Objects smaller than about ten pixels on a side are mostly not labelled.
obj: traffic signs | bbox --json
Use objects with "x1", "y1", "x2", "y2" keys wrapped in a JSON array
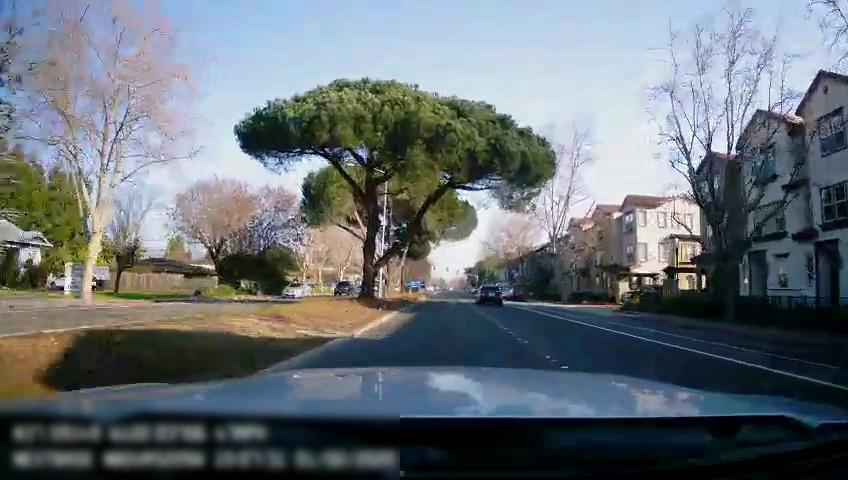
[{"x1": 406, "y1": 279, "x2": 424, "y2": 290}]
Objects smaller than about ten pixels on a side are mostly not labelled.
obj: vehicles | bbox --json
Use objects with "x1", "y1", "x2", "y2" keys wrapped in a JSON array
[
  {"x1": 476, "y1": 284, "x2": 503, "y2": 305},
  {"x1": 501, "y1": 284, "x2": 515, "y2": 296},
  {"x1": 50, "y1": 271, "x2": 97, "y2": 290},
  {"x1": 332, "y1": 280, "x2": 355, "y2": 297},
  {"x1": 501, "y1": 287, "x2": 529, "y2": 302},
  {"x1": 620, "y1": 286, "x2": 649, "y2": 303},
  {"x1": 281, "y1": 278, "x2": 313, "y2": 299}
]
